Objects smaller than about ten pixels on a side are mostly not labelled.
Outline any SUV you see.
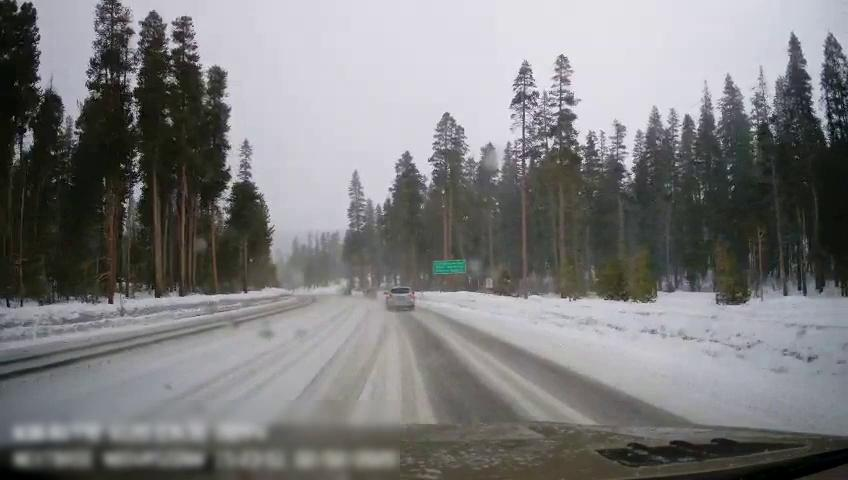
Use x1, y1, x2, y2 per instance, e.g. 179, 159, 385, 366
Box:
384, 285, 416, 313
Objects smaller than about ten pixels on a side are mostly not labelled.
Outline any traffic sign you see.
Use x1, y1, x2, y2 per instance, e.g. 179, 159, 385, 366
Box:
431, 260, 466, 275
